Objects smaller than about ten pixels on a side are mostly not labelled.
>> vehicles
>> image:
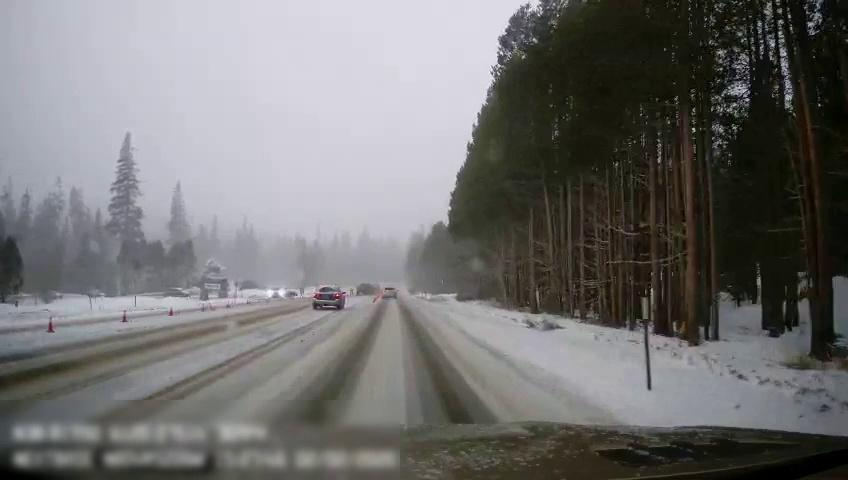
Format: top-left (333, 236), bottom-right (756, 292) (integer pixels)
top-left (266, 287), bottom-right (284, 299)
top-left (164, 286), bottom-right (191, 298)
top-left (382, 286), bottom-right (398, 299)
top-left (356, 282), bottom-right (375, 296)
top-left (49, 290), bottom-right (64, 300)
top-left (88, 289), bottom-right (106, 298)
top-left (312, 284), bottom-right (347, 311)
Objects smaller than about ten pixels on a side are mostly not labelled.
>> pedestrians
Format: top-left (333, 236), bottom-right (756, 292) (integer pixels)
top-left (349, 285), bottom-right (354, 297)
